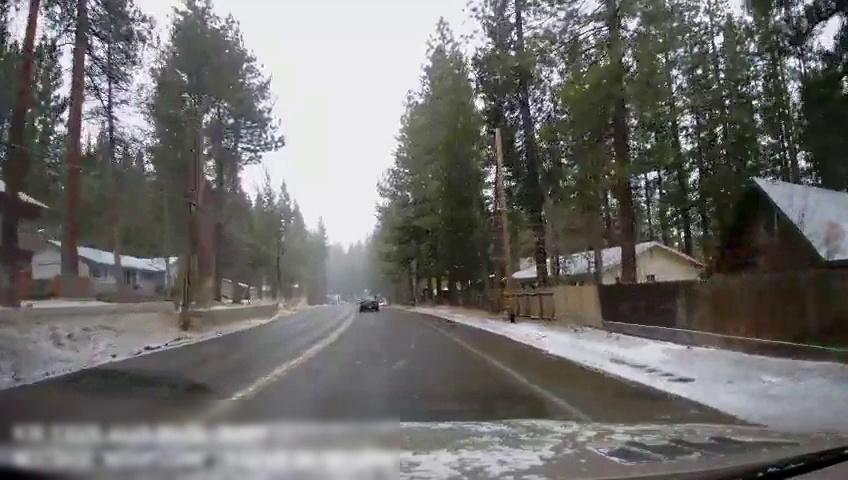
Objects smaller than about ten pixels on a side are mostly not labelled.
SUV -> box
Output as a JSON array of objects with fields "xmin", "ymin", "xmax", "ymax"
[{"xmin": 358, "ymin": 295, "xmax": 381, "ymax": 314}]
